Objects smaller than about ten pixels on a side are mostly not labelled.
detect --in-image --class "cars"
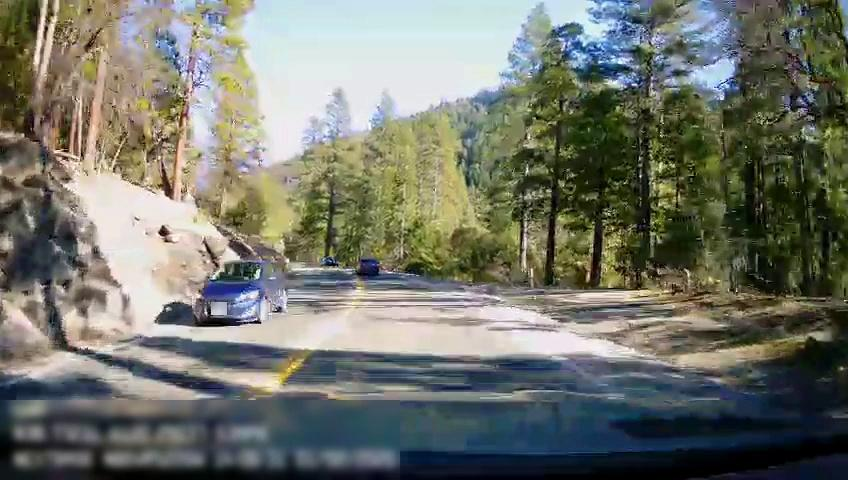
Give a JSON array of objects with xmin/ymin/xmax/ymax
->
[
  {"xmin": 320, "ymin": 255, "xmax": 337, "ymax": 267},
  {"xmin": 355, "ymin": 256, "xmax": 381, "ymax": 275},
  {"xmin": 194, "ymin": 258, "xmax": 290, "ymax": 326}
]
